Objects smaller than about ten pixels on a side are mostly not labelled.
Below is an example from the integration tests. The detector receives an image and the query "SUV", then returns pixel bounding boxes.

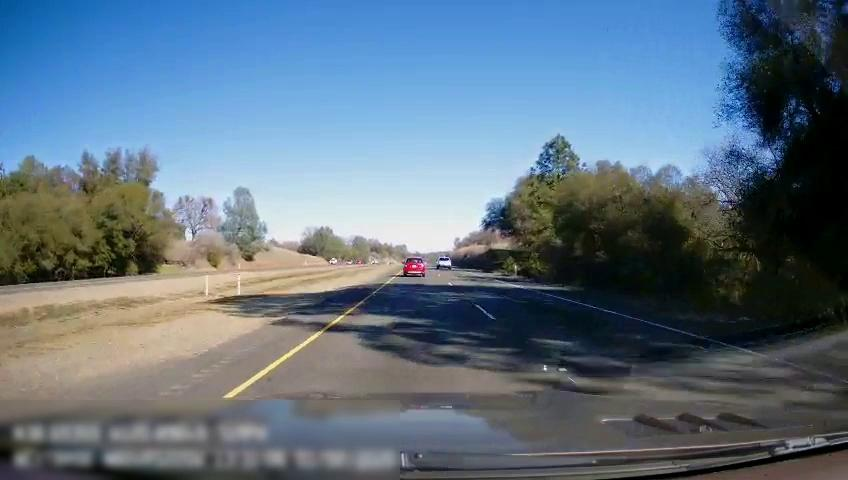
[436,257,451,270]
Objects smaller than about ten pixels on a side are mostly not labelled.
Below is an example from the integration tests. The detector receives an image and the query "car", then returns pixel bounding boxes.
[403,257,427,278]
